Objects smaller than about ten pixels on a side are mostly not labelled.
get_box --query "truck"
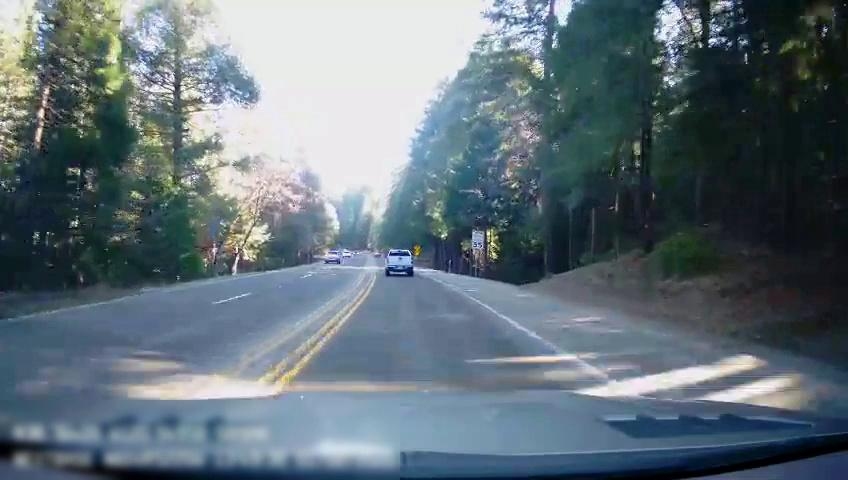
[384,248,414,277]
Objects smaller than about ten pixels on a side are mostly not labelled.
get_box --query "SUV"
[323,250,341,265]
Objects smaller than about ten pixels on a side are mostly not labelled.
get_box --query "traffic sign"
[471,229,485,250]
